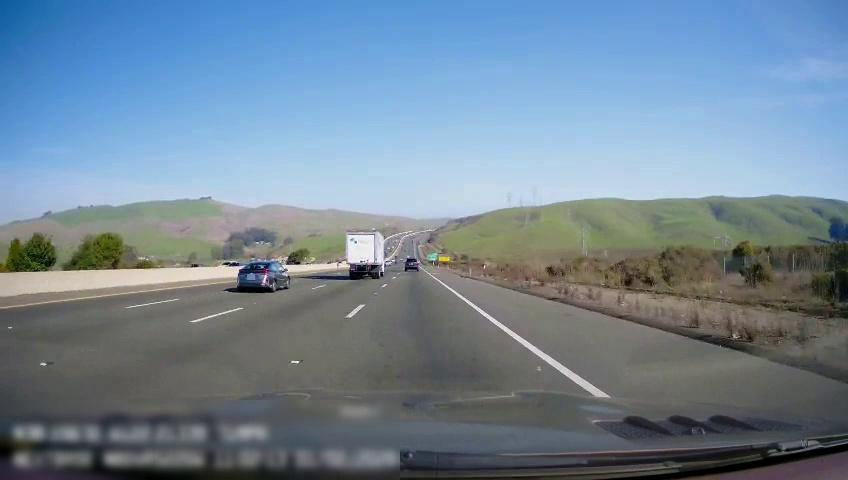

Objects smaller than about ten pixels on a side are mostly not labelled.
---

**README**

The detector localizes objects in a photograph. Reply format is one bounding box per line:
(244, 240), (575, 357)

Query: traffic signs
(438, 256), (450, 262)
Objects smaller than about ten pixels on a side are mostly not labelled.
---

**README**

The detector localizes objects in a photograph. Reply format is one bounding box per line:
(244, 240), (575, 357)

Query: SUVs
(405, 257), (419, 272)
(217, 260), (240, 267)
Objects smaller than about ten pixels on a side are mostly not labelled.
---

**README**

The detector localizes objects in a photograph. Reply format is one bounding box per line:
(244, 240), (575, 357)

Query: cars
(237, 259), (290, 293)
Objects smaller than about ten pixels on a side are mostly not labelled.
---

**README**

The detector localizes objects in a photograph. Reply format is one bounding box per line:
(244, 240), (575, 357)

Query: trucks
(346, 231), (385, 280)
